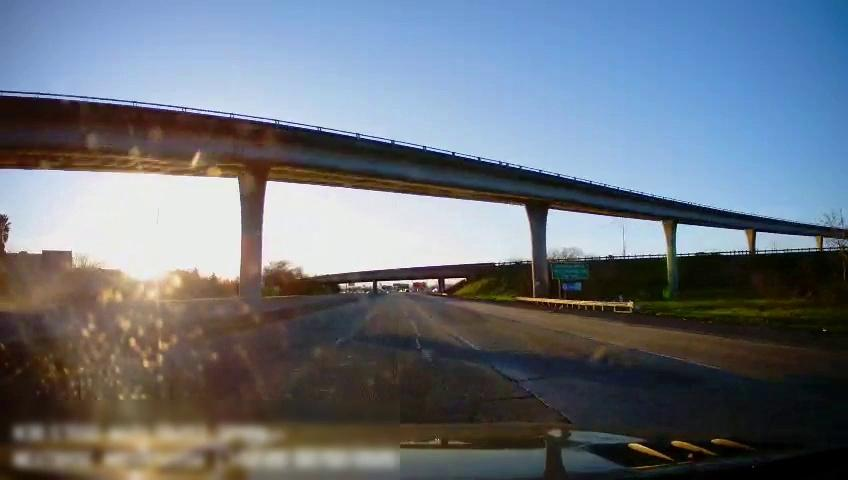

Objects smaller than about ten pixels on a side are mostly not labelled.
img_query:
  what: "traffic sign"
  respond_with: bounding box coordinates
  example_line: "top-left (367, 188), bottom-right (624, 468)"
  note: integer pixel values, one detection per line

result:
top-left (552, 262), bottom-right (590, 281)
